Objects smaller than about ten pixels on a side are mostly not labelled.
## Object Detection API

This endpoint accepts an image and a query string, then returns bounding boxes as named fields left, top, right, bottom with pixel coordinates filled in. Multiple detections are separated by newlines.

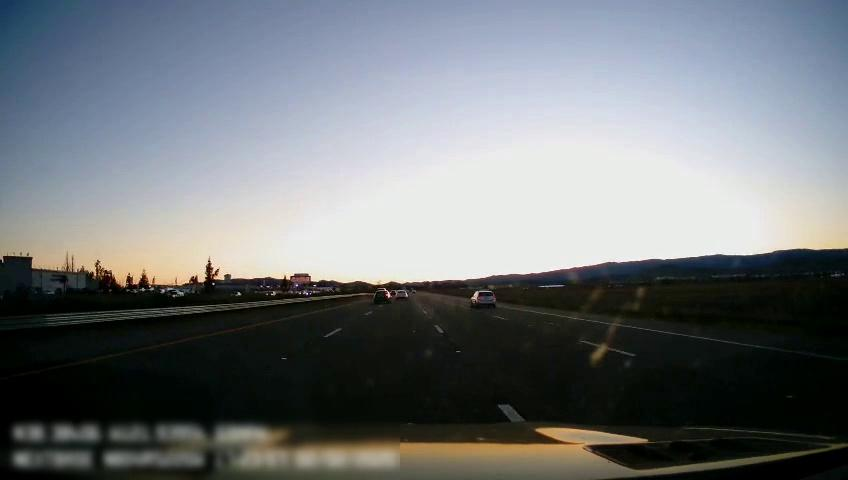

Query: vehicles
left=470, top=290, right=497, bottom=310
left=266, top=292, right=276, bottom=297
left=373, top=290, right=393, bottom=305
left=166, top=292, right=185, bottom=299
left=231, top=292, right=243, bottom=297
left=395, top=289, right=409, bottom=301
